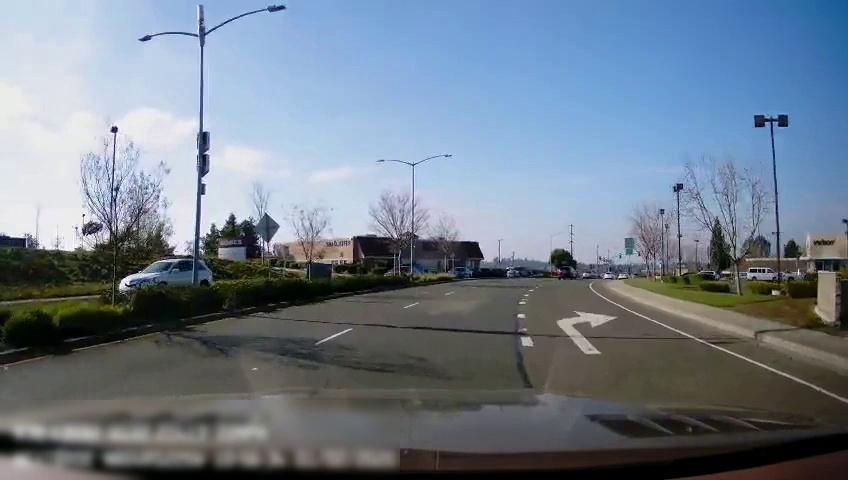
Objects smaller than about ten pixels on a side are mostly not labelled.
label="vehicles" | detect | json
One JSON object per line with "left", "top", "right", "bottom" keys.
{"left": 384, "top": 264, "right": 417, "bottom": 277}
{"left": 558, "top": 265, "right": 579, "bottom": 280}
{"left": 448, "top": 266, "right": 474, "bottom": 280}
{"left": 506, "top": 266, "right": 528, "bottom": 279}
{"left": 117, "top": 257, "right": 214, "bottom": 296}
